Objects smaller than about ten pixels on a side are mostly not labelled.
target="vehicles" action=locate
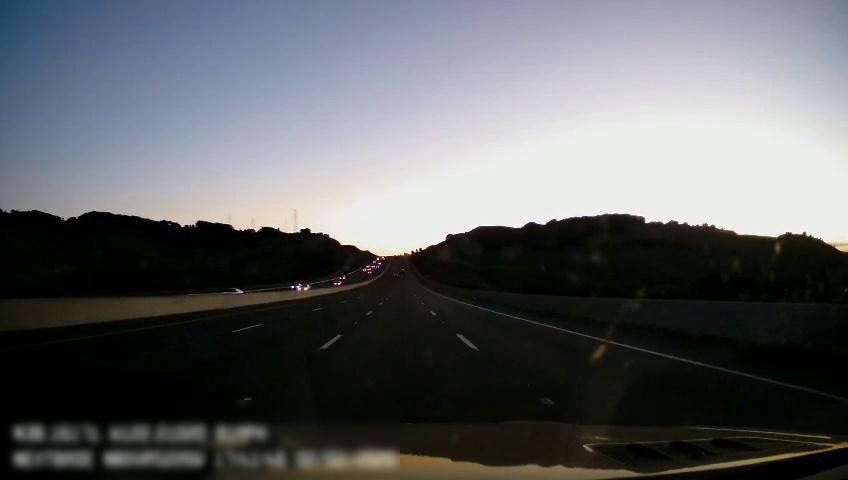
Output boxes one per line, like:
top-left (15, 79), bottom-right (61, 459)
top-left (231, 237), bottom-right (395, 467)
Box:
top-left (290, 282), bottom-right (302, 290)
top-left (223, 287), bottom-right (243, 294)
top-left (297, 284), bottom-right (310, 291)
